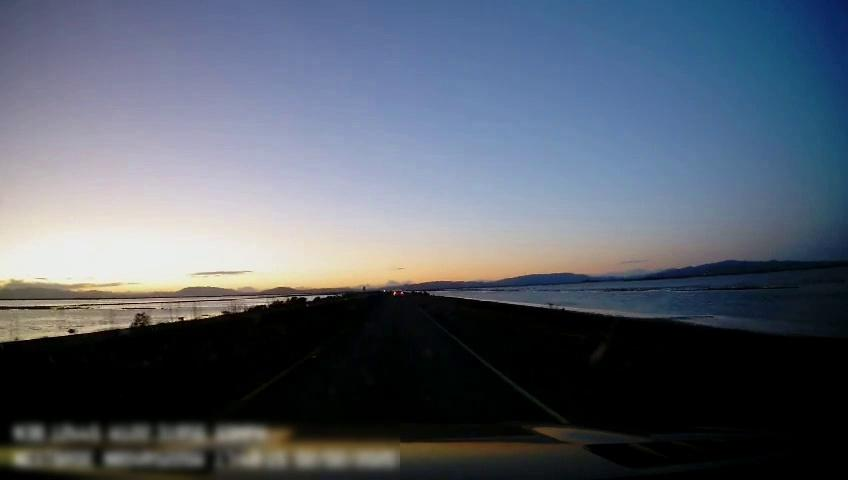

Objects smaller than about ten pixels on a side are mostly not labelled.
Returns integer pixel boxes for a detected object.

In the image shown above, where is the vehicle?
[392,290,404,298]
